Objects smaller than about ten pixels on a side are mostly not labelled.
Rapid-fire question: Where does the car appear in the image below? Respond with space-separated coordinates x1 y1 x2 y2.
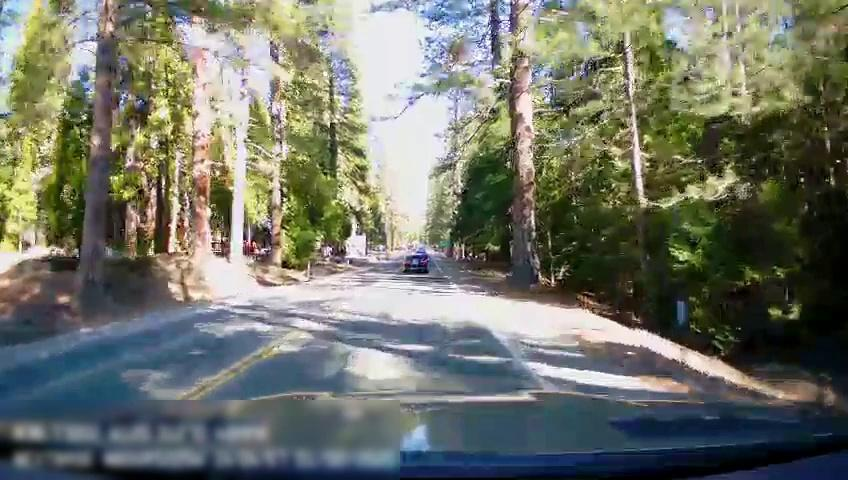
403 254 428 273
